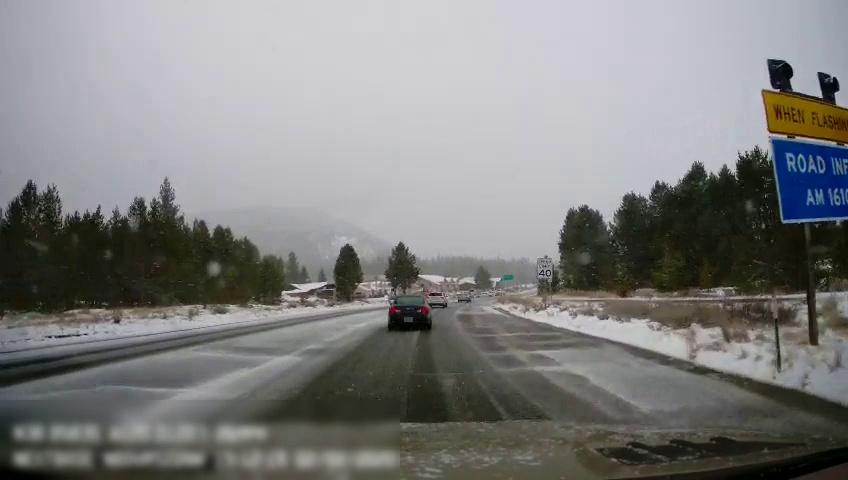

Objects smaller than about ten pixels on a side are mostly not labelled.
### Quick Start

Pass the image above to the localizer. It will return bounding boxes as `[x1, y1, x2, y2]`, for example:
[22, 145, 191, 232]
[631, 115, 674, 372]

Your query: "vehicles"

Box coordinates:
[427, 292, 448, 308]
[388, 295, 432, 331]
[457, 293, 471, 302]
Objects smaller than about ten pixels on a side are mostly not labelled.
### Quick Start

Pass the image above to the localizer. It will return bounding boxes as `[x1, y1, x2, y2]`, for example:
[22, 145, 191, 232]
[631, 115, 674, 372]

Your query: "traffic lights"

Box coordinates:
[767, 58, 794, 92]
[817, 70, 840, 103]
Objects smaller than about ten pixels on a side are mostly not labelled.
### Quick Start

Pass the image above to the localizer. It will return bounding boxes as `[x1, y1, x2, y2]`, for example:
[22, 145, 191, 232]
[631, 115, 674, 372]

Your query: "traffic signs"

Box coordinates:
[768, 137, 848, 224]
[537, 258, 552, 280]
[503, 274, 514, 281]
[761, 89, 848, 145]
